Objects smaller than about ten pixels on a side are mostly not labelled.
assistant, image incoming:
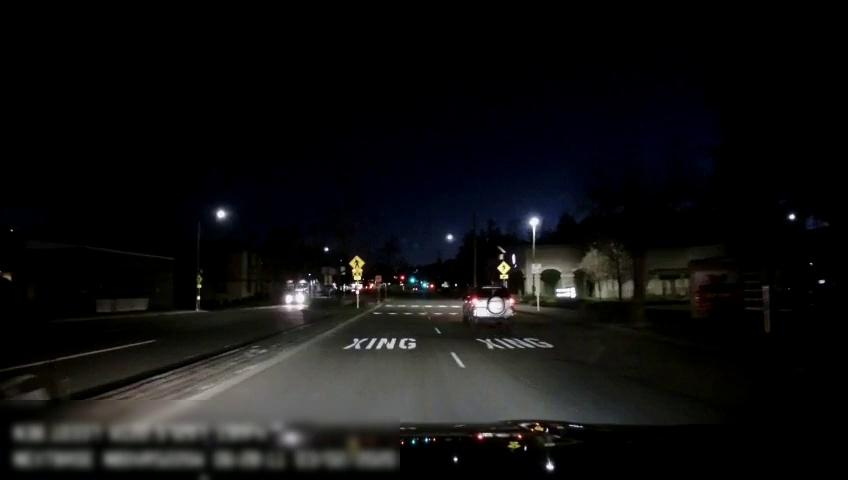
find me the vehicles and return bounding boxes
[285,291,310,306]
[462,285,516,330]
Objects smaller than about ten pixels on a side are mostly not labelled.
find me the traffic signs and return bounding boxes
[496,261,511,274]
[352,269,363,277]
[531,263,542,273]
[349,255,365,269]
